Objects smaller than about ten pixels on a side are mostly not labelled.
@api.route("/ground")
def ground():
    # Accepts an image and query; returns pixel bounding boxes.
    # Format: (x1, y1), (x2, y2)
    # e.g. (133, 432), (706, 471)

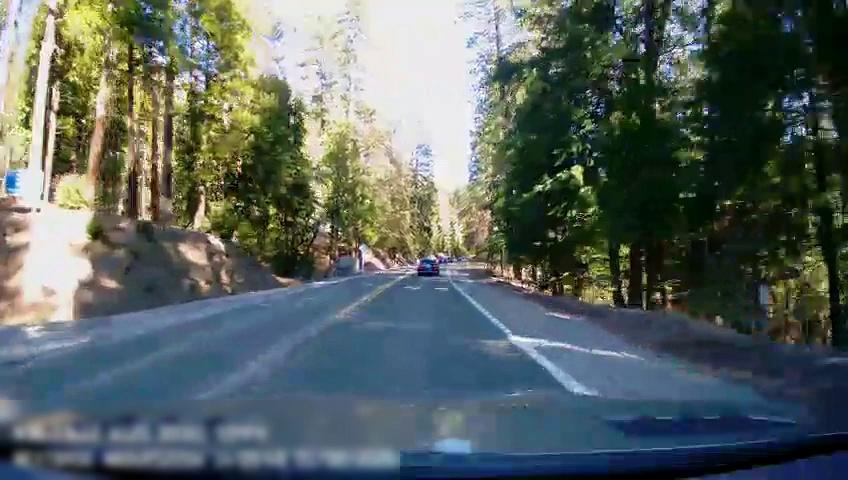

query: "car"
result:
(417, 258), (440, 276)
